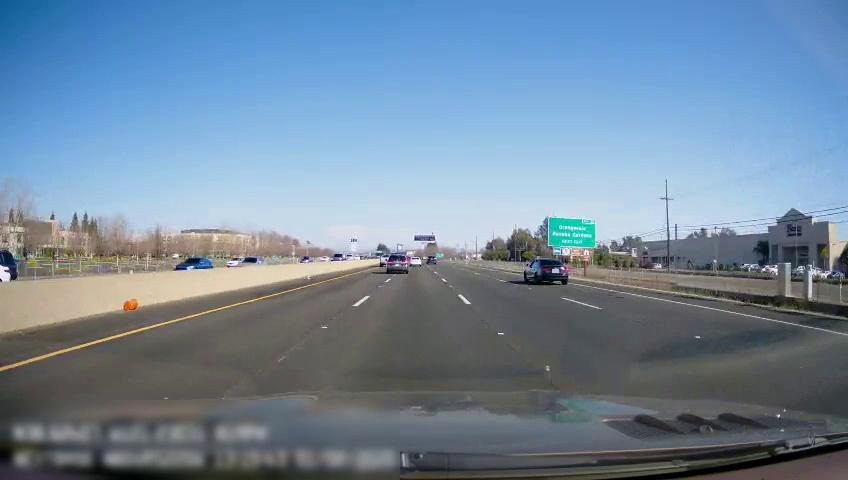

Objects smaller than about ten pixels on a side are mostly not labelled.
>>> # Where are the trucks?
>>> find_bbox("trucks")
[379,255,395,268]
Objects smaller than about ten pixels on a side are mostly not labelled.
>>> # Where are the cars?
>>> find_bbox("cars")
[174,257,214,272]
[0,261,12,282]
[409,256,422,267]
[523,260,569,285]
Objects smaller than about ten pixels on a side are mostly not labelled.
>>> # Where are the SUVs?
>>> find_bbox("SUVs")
[386,255,409,274]
[239,256,264,266]
[226,256,249,268]
[0,249,18,281]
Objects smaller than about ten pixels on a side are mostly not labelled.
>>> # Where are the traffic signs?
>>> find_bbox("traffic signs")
[547,214,598,250]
